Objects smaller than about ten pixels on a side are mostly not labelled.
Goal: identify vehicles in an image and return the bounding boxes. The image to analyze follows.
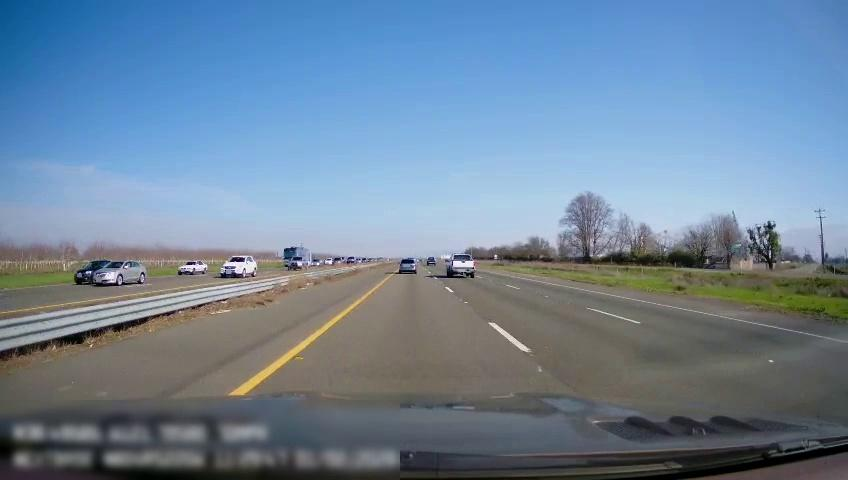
[178,260,209,276]
[92,261,148,287]
[444,254,475,279]
[331,257,346,266]
[287,256,308,271]
[219,256,258,279]
[398,258,418,274]
[283,247,312,267]
[346,256,356,265]
[73,260,111,285]
[311,258,324,268]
